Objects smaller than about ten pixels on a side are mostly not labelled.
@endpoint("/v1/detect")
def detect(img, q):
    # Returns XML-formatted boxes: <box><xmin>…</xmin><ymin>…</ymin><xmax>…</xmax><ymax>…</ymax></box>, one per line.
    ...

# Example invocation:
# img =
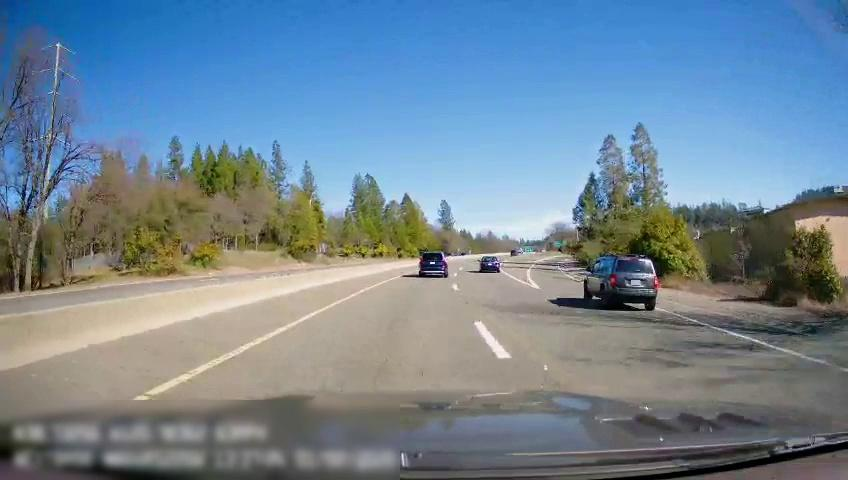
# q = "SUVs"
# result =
<box><xmin>584</xmin><ymin>254</ymin><xmax>659</xmax><ymax>312</ymax></box>
<box><xmin>419</xmin><ymin>253</ymin><xmax>448</xmax><ymax>278</ymax></box>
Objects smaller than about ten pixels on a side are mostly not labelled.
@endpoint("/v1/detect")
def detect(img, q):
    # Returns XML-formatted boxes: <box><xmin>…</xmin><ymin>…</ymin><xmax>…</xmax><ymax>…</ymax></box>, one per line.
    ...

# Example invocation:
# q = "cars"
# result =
<box><xmin>480</xmin><ymin>257</ymin><xmax>500</xmax><ymax>272</ymax></box>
